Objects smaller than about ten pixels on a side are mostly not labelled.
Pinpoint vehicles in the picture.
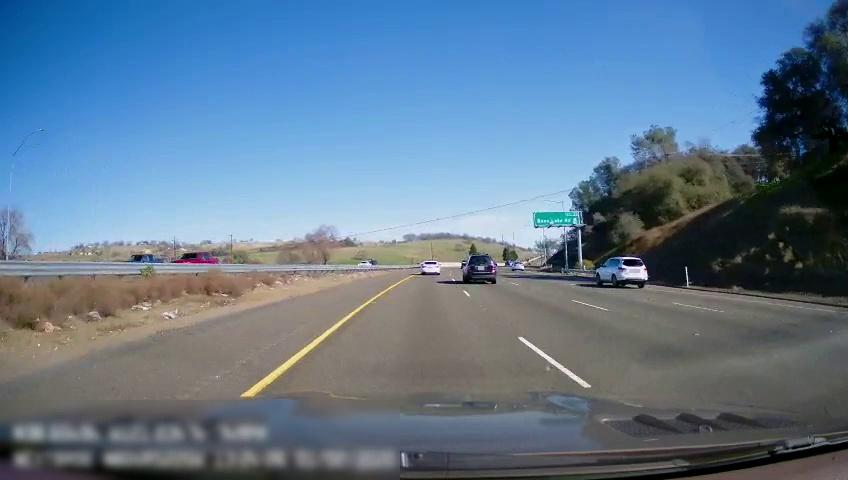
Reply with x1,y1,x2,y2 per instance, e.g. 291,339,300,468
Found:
128,252,162,265
359,261,373,266
460,261,470,270
594,257,648,289
420,261,441,276
173,251,220,265
510,261,524,272
462,255,498,284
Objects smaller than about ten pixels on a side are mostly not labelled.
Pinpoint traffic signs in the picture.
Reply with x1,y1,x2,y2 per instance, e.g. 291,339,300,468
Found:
532,211,581,228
